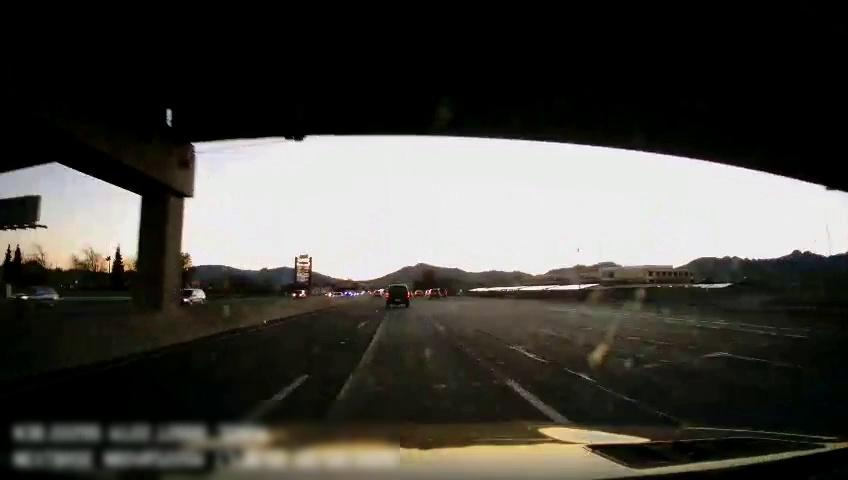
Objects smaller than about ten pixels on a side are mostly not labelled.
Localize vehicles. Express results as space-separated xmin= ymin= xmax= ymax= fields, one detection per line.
xmin=181 ymin=288 xmax=207 ymax=306
xmin=384 ymin=283 xmax=411 ymax=310
xmin=292 ymin=289 xmax=307 ymax=299
xmin=6 ymin=286 xmax=59 ymax=302
xmin=427 ymin=288 xmax=441 ymax=300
